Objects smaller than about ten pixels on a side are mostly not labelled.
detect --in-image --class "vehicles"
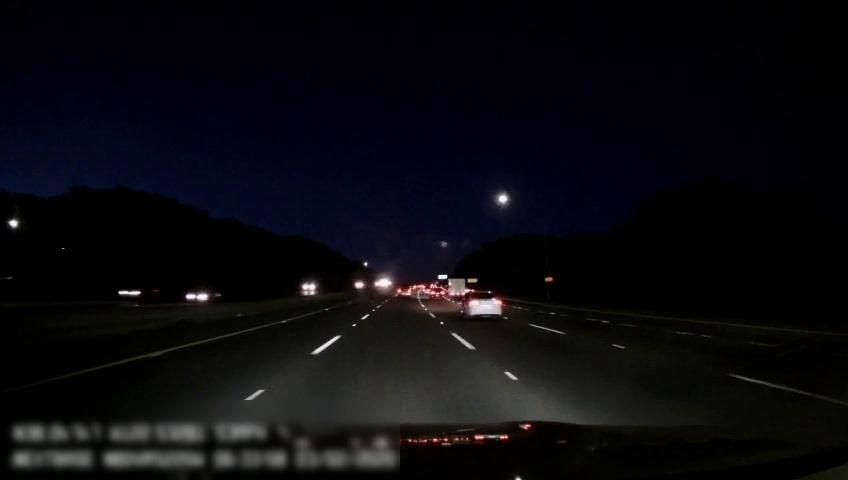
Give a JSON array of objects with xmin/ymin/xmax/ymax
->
[
  {"xmin": 299, "ymin": 279, "xmax": 320, "ymax": 295},
  {"xmin": 183, "ymin": 283, "xmax": 218, "ymax": 303},
  {"xmin": 461, "ymin": 290, "xmax": 503, "ymax": 321},
  {"xmin": 448, "ymin": 278, "xmax": 466, "ymax": 301},
  {"xmin": 429, "ymin": 287, "xmax": 446, "ymax": 301},
  {"xmin": 397, "ymin": 286, "xmax": 412, "ymax": 298},
  {"xmin": 117, "ymin": 281, "xmax": 159, "ymax": 301}
]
